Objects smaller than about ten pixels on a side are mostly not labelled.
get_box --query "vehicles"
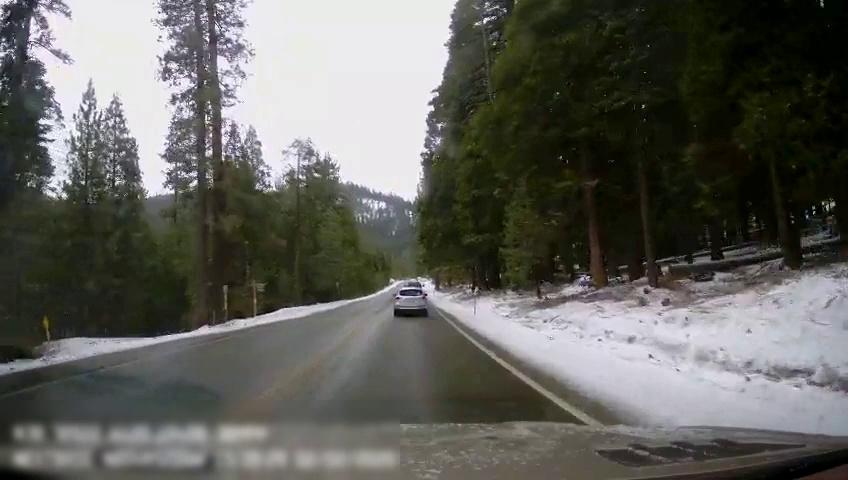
[405,282,422,288]
[393,287,428,316]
